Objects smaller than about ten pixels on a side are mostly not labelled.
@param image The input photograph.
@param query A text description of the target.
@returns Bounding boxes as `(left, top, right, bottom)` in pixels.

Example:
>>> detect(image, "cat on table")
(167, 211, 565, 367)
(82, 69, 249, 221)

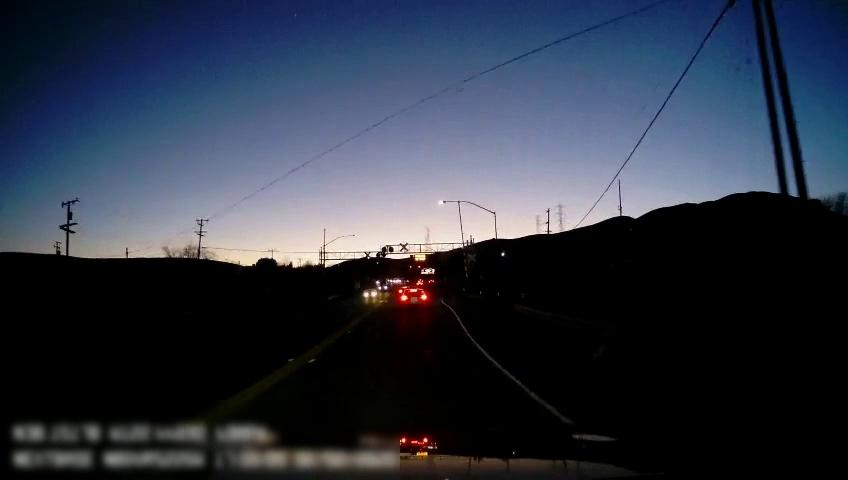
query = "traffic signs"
(462, 240, 477, 279)
(399, 242, 409, 252)
(414, 253, 426, 262)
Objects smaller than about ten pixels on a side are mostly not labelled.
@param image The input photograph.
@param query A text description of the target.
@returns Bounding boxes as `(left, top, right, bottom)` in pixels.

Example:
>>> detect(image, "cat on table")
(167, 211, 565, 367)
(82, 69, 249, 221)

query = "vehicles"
(401, 288, 428, 306)
(397, 285, 411, 295)
(361, 288, 378, 299)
